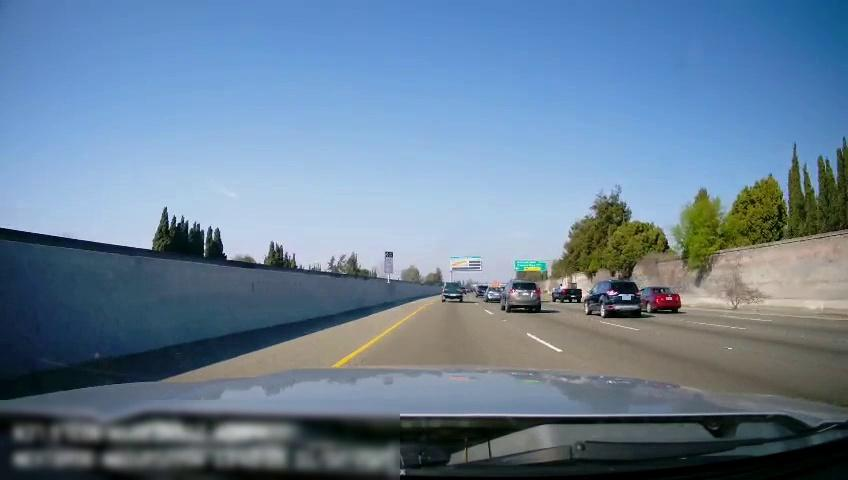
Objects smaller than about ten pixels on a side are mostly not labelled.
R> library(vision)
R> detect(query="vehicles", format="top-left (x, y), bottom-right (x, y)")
top-left (441, 281), bottom-right (466, 303)
top-left (583, 278), bottom-right (643, 318)
top-left (551, 278), bottom-right (582, 304)
top-left (475, 285), bottom-right (490, 298)
top-left (634, 286), bottom-right (682, 314)
top-left (483, 287), bottom-right (503, 303)
top-left (500, 279), bottom-right (542, 314)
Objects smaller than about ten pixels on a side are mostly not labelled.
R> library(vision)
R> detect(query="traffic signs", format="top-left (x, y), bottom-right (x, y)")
top-left (383, 250), bottom-right (394, 274)
top-left (447, 255), bottom-right (482, 270)
top-left (514, 258), bottom-right (546, 272)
